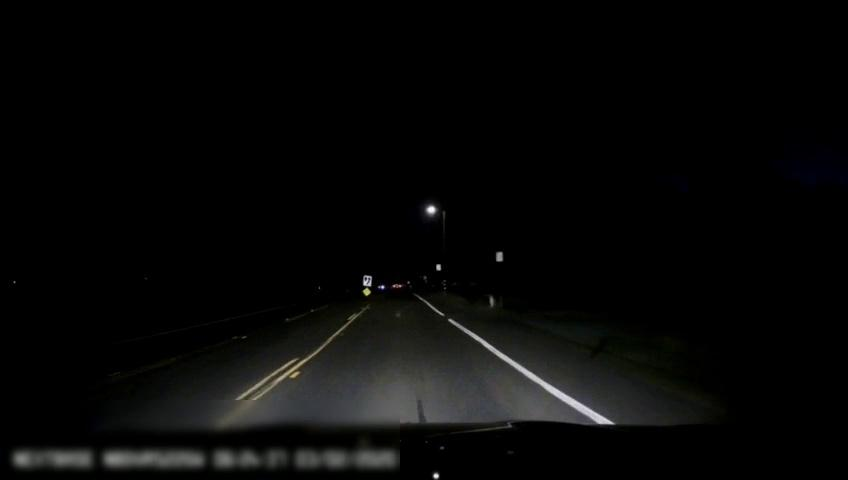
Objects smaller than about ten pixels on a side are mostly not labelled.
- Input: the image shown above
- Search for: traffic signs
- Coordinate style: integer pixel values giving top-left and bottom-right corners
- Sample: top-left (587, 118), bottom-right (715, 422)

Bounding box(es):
top-left (362, 274), bottom-right (373, 288)
top-left (362, 287), bottom-right (372, 298)
top-left (496, 251), bottom-right (504, 262)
